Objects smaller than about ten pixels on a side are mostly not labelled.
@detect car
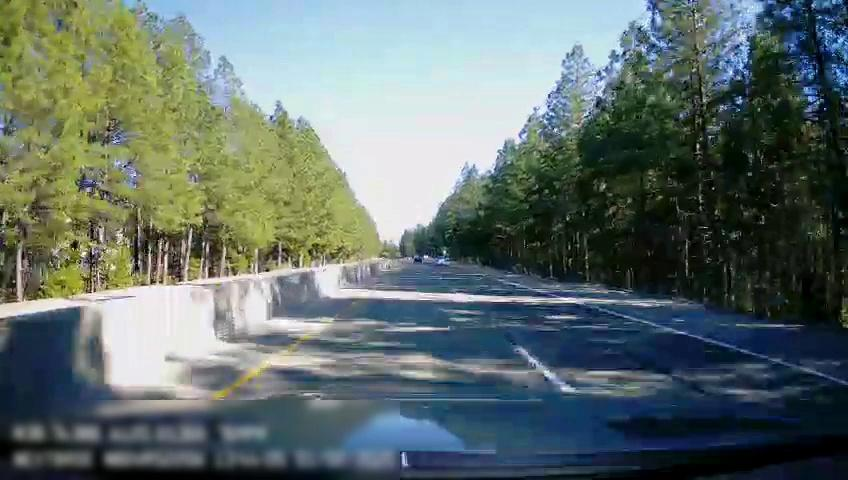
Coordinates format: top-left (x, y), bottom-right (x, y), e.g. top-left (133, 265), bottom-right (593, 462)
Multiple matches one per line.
top-left (434, 255), bottom-right (450, 267)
